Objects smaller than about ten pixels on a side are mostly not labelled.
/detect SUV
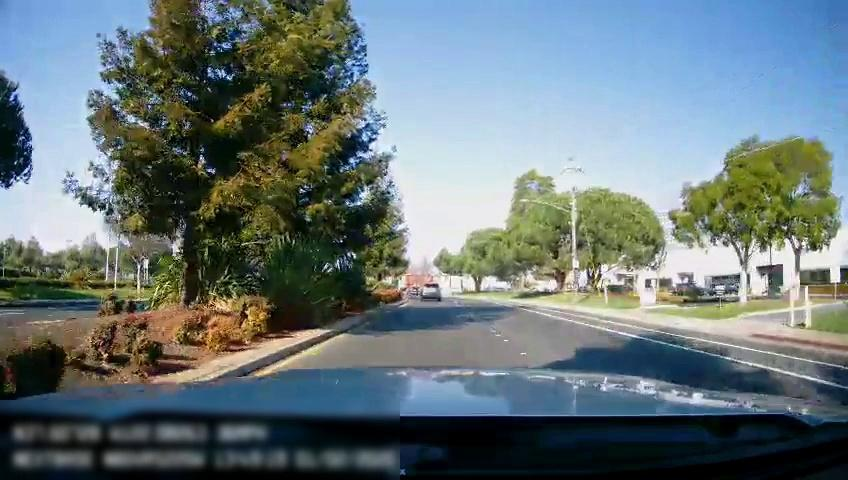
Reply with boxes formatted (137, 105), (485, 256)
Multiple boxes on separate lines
(421, 282), (442, 301)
